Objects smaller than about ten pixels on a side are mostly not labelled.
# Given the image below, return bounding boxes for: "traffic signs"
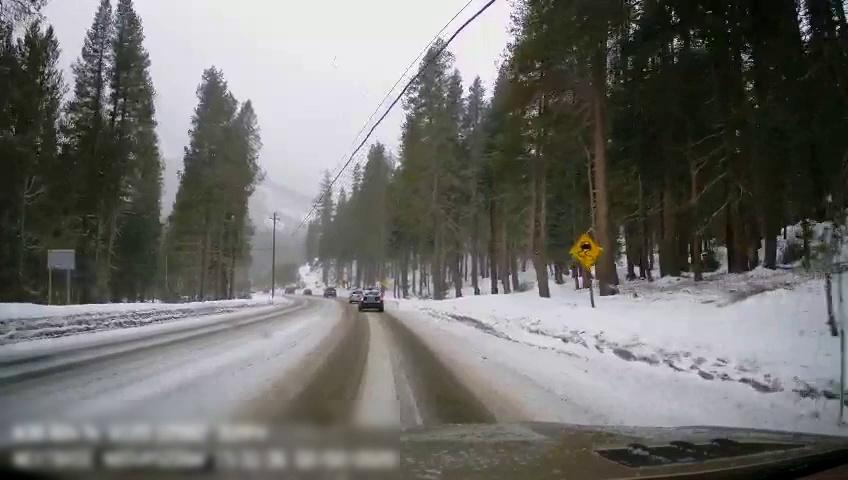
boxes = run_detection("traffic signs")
[569,232,603,271]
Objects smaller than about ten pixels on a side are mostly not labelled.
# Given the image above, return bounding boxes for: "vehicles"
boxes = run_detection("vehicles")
[349,292,365,304]
[357,288,384,313]
[324,288,337,298]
